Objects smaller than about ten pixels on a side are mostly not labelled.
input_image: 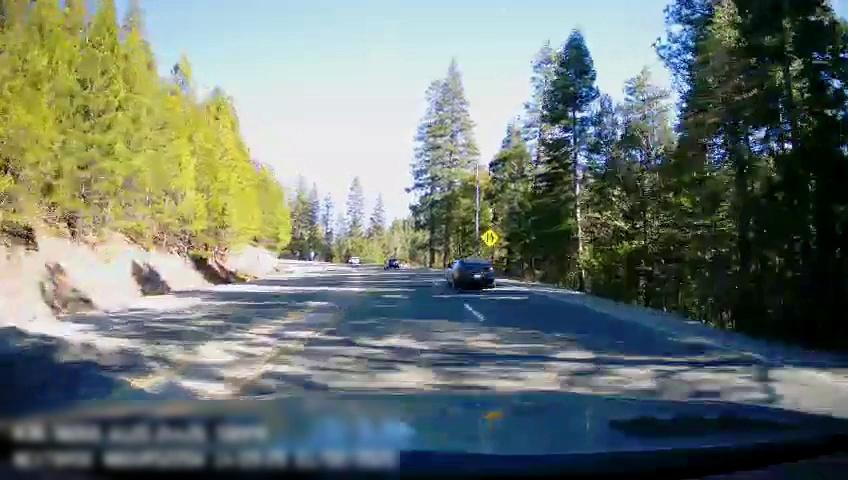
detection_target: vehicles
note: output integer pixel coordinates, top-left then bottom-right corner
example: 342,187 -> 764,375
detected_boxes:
349,256 -> 361,266
447,257 -> 495,289
384,258 -> 400,271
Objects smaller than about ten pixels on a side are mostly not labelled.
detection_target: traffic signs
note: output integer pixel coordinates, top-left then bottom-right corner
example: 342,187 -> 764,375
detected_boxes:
480,227 -> 500,248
